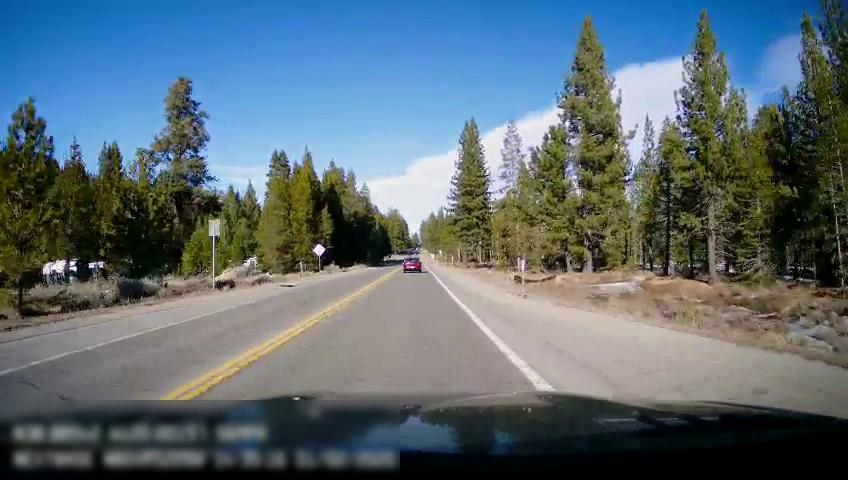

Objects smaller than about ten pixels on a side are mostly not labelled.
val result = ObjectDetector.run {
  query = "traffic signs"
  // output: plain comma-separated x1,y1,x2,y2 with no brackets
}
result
311,243,324,256
208,219,221,236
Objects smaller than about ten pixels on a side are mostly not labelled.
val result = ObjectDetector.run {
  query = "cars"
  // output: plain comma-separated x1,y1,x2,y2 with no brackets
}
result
403,256,422,274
